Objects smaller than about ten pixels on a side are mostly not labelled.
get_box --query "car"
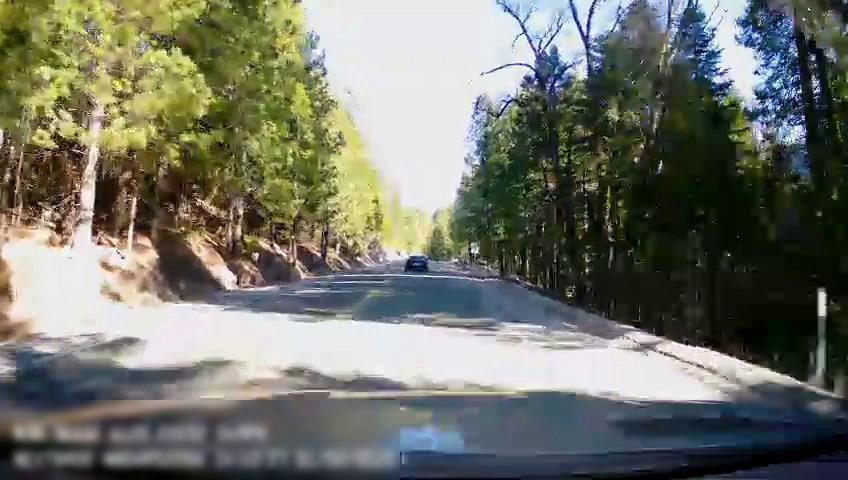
[404,254,428,273]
